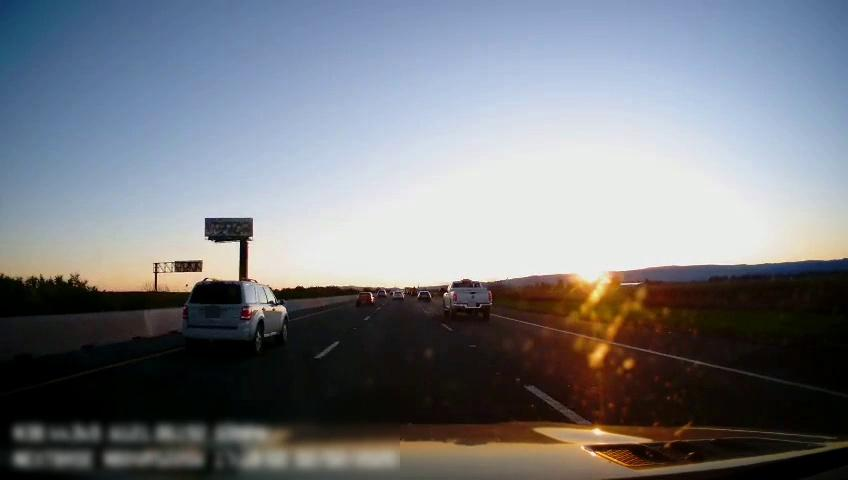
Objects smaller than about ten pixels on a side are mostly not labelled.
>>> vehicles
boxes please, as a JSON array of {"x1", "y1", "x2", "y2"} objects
[
  {"x1": 356, "y1": 291, "x2": 376, "y2": 306},
  {"x1": 392, "y1": 290, "x2": 405, "y2": 301},
  {"x1": 180, "y1": 276, "x2": 290, "y2": 358},
  {"x1": 377, "y1": 289, "x2": 388, "y2": 299},
  {"x1": 440, "y1": 278, "x2": 493, "y2": 320},
  {"x1": 417, "y1": 290, "x2": 432, "y2": 303}
]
